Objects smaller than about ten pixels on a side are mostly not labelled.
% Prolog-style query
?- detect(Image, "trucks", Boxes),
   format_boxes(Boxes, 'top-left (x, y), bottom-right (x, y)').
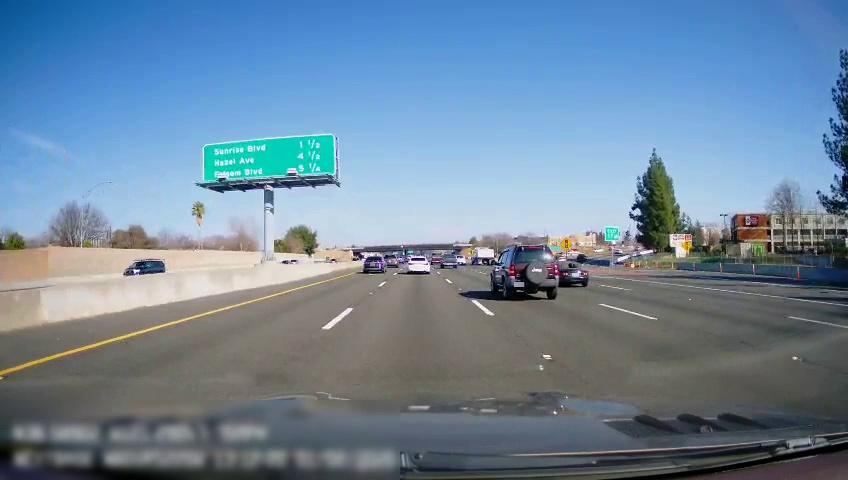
top-left (430, 256), bottom-right (442, 266)
top-left (440, 254), bottom-right (457, 269)
top-left (470, 246), bottom-right (495, 266)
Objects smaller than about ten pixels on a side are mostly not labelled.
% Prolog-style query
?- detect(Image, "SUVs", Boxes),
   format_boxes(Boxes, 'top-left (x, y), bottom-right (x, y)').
top-left (363, 256), bottom-right (387, 274)
top-left (383, 255), bottom-right (399, 268)
top-left (490, 243), bottom-right (561, 300)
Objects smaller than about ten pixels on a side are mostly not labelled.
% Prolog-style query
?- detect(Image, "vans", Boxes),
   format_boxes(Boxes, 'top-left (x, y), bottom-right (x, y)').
top-left (122, 258), bottom-right (167, 276)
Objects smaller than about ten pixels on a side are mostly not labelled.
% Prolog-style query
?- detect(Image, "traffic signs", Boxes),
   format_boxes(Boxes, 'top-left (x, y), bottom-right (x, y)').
top-left (604, 227), bottom-right (620, 241)
top-left (202, 133), bottom-right (337, 183)
top-left (561, 239), bottom-right (572, 250)
top-left (681, 240), bottom-right (692, 251)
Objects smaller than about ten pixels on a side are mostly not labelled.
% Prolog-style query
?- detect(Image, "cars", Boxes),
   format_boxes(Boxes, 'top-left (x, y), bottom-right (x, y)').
top-left (453, 254), bottom-right (466, 266)
top-left (547, 262), bottom-right (590, 287)
top-left (287, 259), bottom-right (302, 265)
top-left (407, 255), bottom-right (431, 275)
